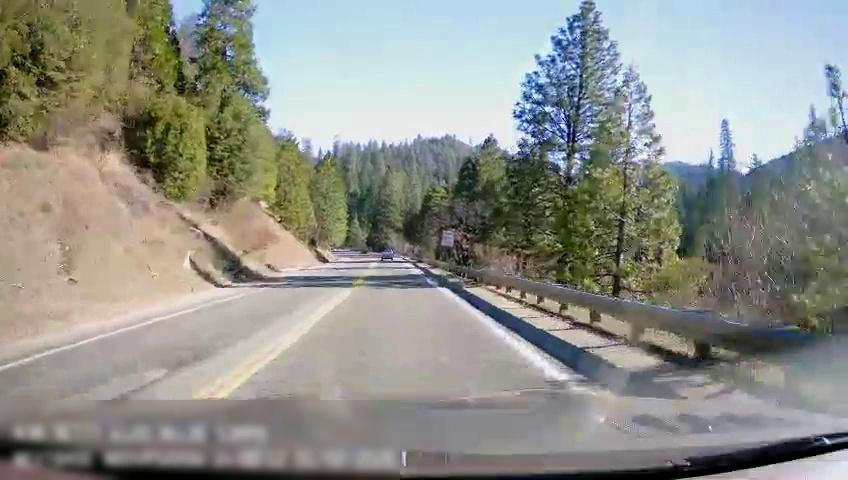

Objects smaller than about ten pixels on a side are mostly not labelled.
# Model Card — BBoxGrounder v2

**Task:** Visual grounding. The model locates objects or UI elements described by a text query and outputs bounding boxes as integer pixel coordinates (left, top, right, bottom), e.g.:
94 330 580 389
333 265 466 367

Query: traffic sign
442 230 454 245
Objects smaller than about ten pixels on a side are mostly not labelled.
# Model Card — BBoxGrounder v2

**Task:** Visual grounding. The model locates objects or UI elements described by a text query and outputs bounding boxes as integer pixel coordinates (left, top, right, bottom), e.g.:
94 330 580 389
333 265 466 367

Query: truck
381 250 394 261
